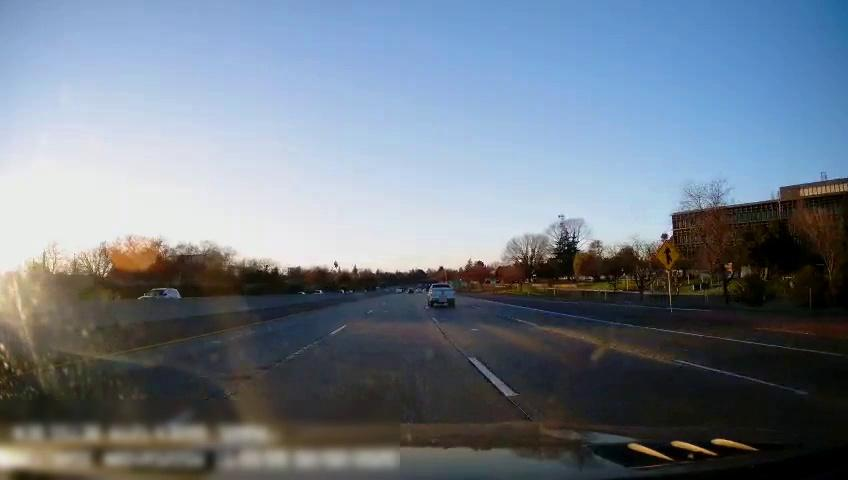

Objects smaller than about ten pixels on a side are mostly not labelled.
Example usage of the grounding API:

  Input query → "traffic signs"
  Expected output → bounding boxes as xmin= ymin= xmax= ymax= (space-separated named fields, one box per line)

xmin=451 ymin=281 xmax=462 ymax=288
xmin=656 ymin=239 xmax=680 ymax=270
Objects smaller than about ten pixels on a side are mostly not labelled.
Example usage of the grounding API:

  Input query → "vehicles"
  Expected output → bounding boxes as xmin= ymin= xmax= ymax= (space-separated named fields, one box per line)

xmin=137 ymin=288 xmax=182 ymax=301
xmin=426 ymin=282 xmax=456 ymax=310
xmin=407 ymin=287 xmax=417 ymax=295
xmin=312 ymin=290 xmax=324 ymax=295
